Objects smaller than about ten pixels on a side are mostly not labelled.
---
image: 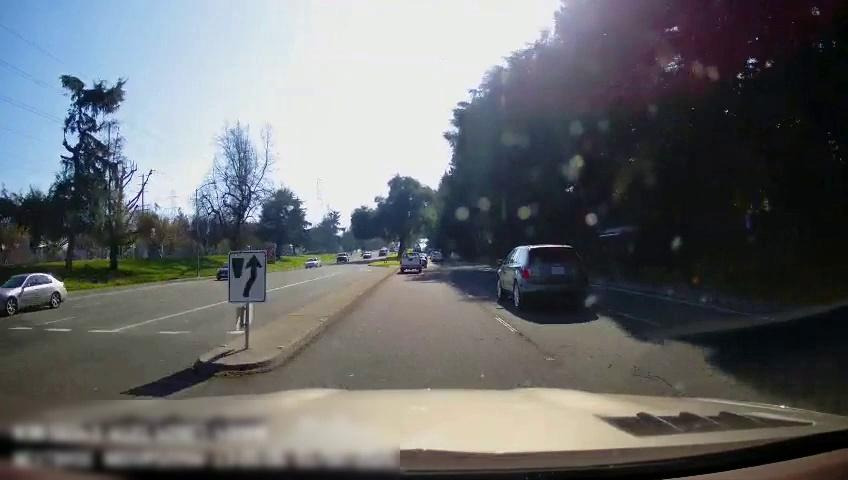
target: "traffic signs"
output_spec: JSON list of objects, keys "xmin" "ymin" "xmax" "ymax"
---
[{"xmin": 227, "ymin": 249, "xmax": 269, "ymax": 304}]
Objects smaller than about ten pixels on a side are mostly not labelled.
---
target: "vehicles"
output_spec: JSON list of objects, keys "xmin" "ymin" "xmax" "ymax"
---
[
  {"xmin": 399, "ymin": 251, "xmax": 422, "ymax": 273},
  {"xmin": 0, "ymin": 272, "xmax": 68, "ymax": 318},
  {"xmin": 495, "ymin": 243, "xmax": 589, "ymax": 312},
  {"xmin": 362, "ymin": 251, "xmax": 372, "ymax": 259},
  {"xmin": 215, "ymin": 267, "xmax": 229, "ymax": 282},
  {"xmin": 336, "ymin": 252, "xmax": 352, "ymax": 263},
  {"xmin": 304, "ymin": 257, "xmax": 322, "ymax": 270},
  {"xmin": 430, "ymin": 250, "xmax": 445, "ymax": 262}
]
